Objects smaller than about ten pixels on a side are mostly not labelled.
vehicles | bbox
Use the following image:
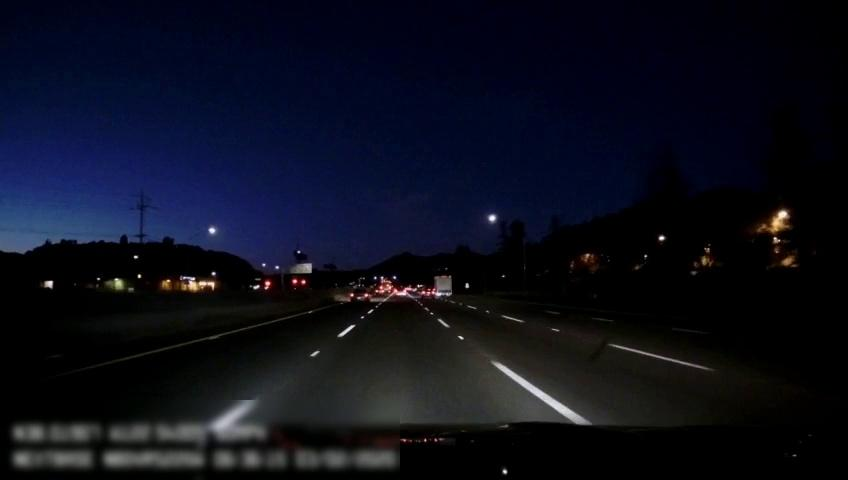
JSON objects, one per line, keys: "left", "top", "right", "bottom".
{"left": 373, "top": 286, "right": 386, "bottom": 297}
{"left": 349, "top": 287, "right": 370, "bottom": 304}
{"left": 393, "top": 284, "right": 407, "bottom": 296}
{"left": 421, "top": 286, "right": 435, "bottom": 298}
{"left": 432, "top": 275, "right": 452, "bottom": 299}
